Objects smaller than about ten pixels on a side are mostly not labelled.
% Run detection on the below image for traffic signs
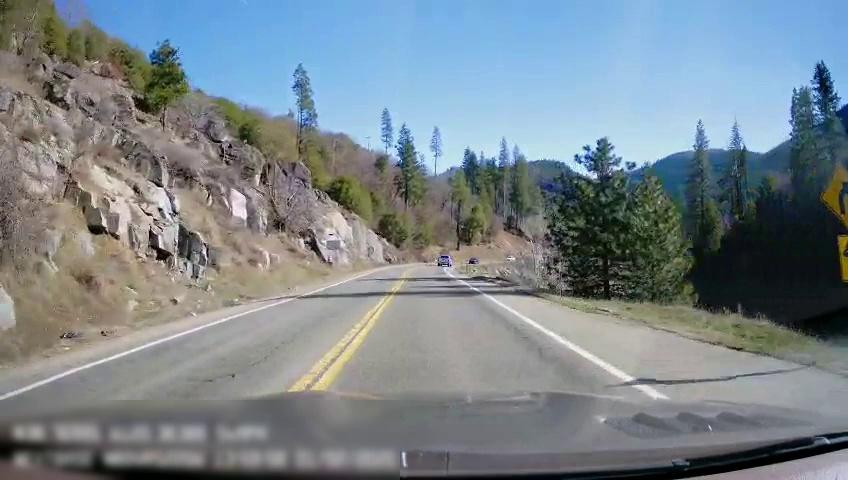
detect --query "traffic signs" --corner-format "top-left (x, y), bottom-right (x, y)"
top-left (820, 160), bottom-right (848, 227)
top-left (836, 234), bottom-right (848, 282)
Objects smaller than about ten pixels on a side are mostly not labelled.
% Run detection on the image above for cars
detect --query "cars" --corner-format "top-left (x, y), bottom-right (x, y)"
top-left (468, 257), bottom-right (479, 265)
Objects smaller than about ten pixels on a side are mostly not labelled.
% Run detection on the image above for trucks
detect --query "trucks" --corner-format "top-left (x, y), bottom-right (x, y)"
top-left (438, 256), bottom-right (452, 267)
